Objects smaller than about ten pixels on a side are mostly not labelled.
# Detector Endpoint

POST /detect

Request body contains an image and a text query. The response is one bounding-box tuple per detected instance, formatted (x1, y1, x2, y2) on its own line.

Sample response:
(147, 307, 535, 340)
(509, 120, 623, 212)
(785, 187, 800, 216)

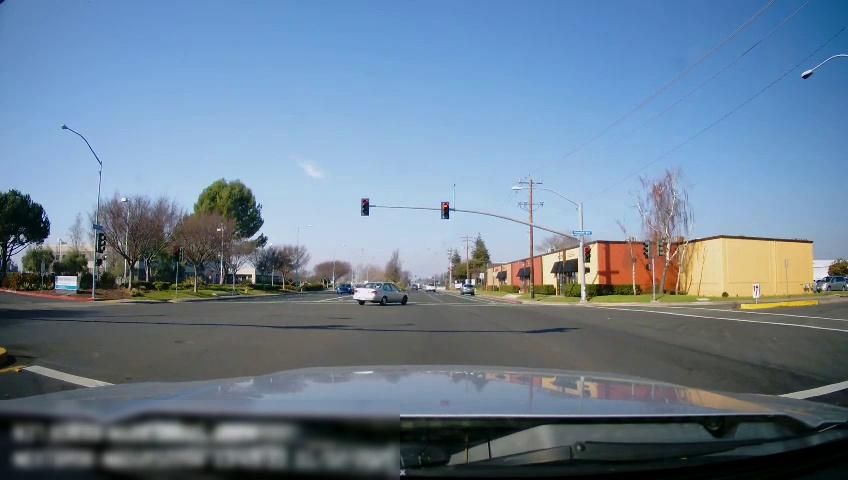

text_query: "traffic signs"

(572, 229, 593, 237)
(92, 223, 104, 231)
(752, 283, 761, 299)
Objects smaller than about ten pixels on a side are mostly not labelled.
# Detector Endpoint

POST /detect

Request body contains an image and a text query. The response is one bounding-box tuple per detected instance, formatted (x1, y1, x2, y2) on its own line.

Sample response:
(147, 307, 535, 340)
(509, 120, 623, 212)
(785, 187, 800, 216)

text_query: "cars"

(336, 283, 355, 295)
(352, 281, 410, 307)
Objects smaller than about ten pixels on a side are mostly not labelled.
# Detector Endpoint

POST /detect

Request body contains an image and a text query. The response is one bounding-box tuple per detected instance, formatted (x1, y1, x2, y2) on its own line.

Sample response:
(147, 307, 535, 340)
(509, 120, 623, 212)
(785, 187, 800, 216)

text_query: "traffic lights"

(582, 246, 592, 263)
(360, 197, 370, 217)
(656, 239, 666, 257)
(642, 239, 652, 260)
(172, 244, 181, 263)
(440, 201, 450, 221)
(96, 232, 107, 254)
(178, 247, 185, 262)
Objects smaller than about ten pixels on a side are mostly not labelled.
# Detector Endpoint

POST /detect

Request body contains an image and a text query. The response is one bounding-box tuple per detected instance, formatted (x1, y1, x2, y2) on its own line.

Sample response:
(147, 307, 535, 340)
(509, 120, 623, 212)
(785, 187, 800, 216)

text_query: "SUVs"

(460, 284, 475, 296)
(425, 283, 437, 293)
